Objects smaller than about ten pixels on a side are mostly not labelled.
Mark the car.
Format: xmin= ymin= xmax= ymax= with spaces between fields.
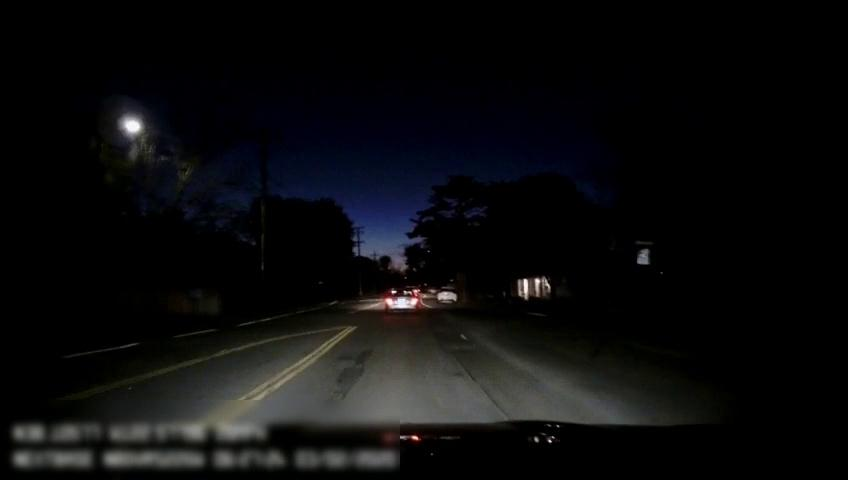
xmin=384 ymin=286 xmax=420 ymax=315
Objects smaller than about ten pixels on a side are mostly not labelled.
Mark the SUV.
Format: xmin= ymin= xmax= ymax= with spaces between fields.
xmin=436 ymin=286 xmax=457 ymax=305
